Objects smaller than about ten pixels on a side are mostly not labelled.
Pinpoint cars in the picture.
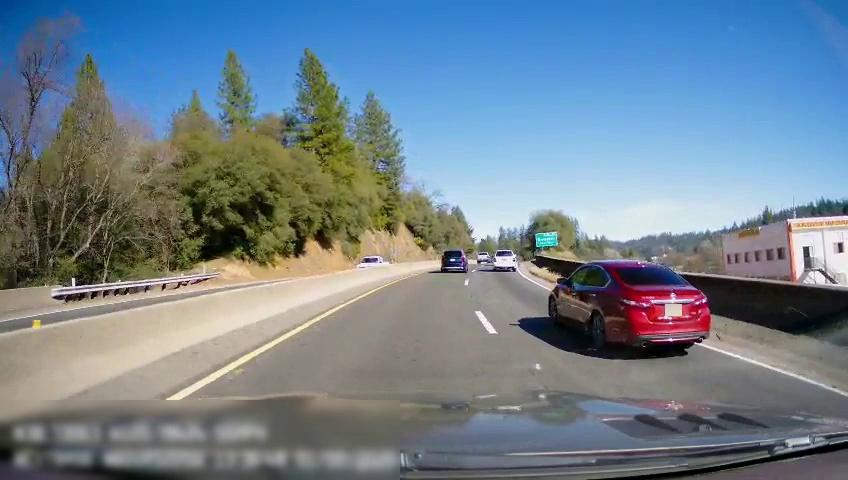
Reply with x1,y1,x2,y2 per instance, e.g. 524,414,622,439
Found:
547,258,713,355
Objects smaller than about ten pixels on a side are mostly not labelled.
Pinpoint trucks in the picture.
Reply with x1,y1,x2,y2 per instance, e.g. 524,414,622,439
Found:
476,252,490,264
351,256,390,274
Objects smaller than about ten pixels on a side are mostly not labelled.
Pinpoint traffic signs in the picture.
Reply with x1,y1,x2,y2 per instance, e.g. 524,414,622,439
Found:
536,232,560,248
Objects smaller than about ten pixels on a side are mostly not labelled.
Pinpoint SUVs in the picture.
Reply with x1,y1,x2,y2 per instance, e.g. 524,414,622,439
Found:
491,250,518,272
441,250,469,272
